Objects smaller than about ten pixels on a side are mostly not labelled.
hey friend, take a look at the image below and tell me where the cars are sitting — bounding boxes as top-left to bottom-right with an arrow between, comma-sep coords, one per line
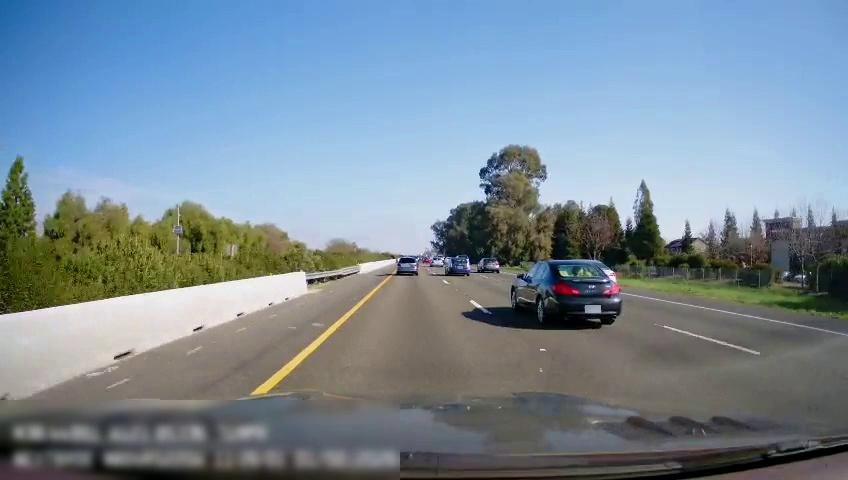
591,258 -> 617,283
476,257 -> 499,275
510,260 -> 622,328
429,256 -> 444,268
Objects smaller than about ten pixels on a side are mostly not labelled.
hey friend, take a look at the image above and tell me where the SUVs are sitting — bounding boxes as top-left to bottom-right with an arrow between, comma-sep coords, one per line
444,256 -> 472,276
395,256 -> 419,275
